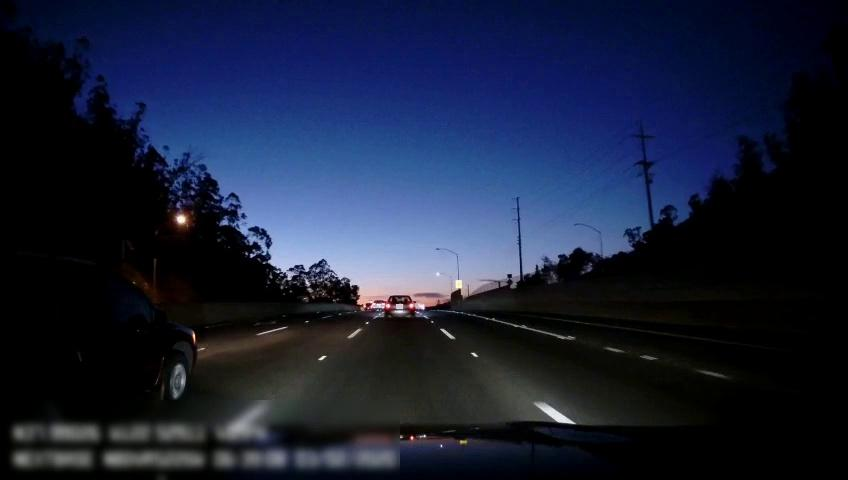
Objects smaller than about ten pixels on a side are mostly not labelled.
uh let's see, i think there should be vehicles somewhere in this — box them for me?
[0,253,197,438]
[294,296,309,304]
[383,295,416,320]
[372,300,386,311]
